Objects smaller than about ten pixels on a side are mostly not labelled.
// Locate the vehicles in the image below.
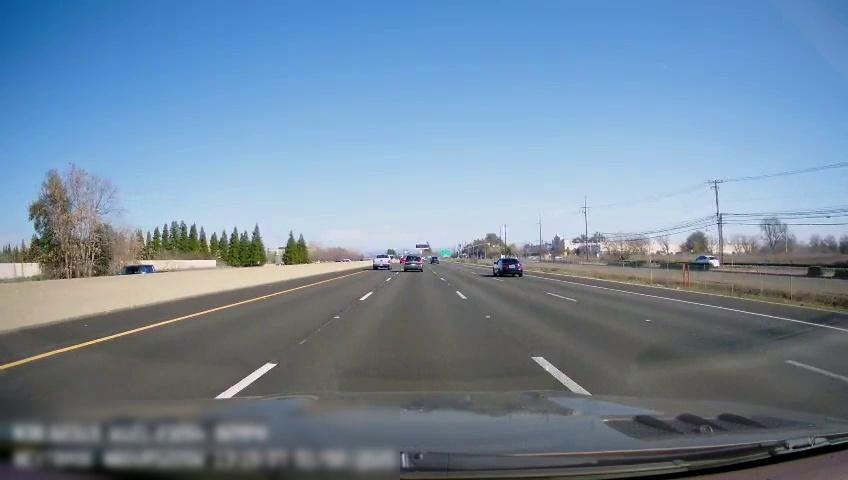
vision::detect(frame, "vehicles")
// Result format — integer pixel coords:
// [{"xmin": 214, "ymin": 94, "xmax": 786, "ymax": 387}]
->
[
  {"xmin": 692, "ymin": 256, "xmax": 720, "ymax": 270},
  {"xmin": 404, "ymin": 255, "xmax": 424, "ymax": 272},
  {"xmin": 373, "ymin": 254, "xmax": 393, "ymax": 271},
  {"xmin": 493, "ymin": 258, "xmax": 523, "ymax": 277},
  {"xmin": 118, "ymin": 265, "xmax": 160, "ymax": 275}
]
